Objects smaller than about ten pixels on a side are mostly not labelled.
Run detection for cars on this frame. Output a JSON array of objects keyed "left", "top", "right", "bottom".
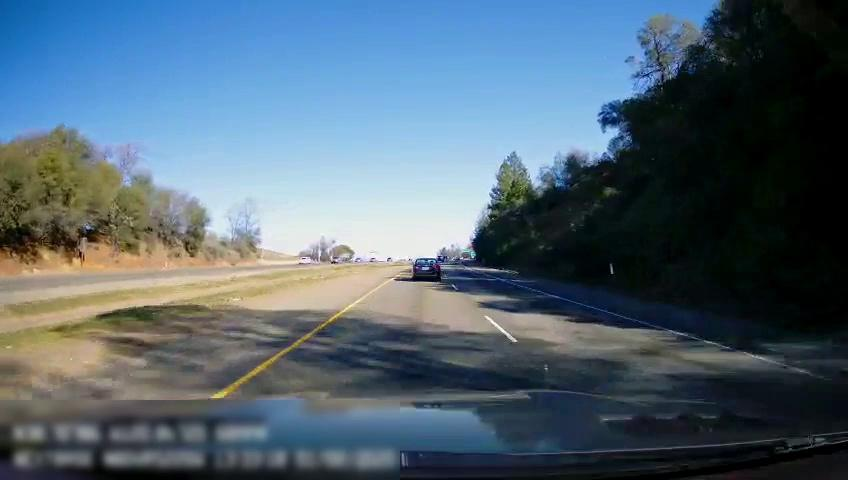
[
  {"left": 297, "top": 257, "right": 311, "bottom": 265},
  {"left": 411, "top": 257, "right": 439, "bottom": 281}
]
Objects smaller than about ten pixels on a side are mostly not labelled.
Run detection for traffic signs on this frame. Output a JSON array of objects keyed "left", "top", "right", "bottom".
[{"left": 467, "top": 251, "right": 478, "bottom": 259}]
